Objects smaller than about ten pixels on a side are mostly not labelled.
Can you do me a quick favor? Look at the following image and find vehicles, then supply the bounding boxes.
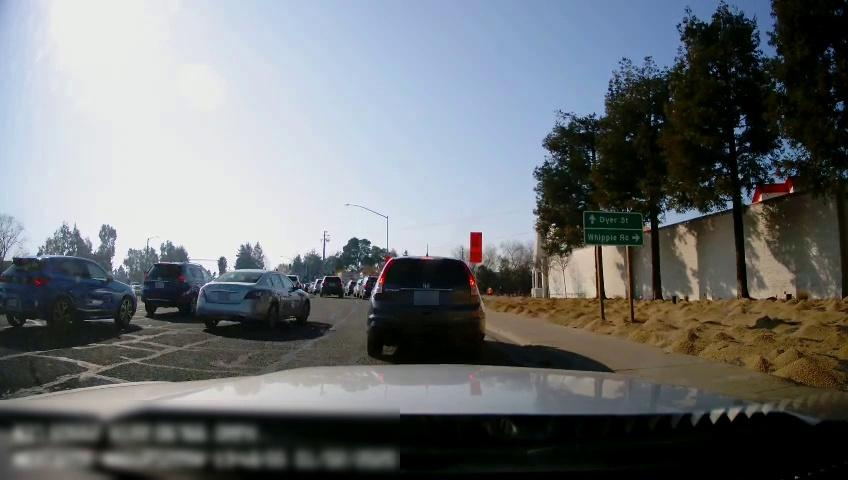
[351,279,364,297]
[365,255,488,362]
[312,278,323,294]
[359,276,378,300]
[0,256,138,333]
[195,268,311,336]
[141,261,216,320]
[339,271,358,282]
[321,275,345,299]
[345,279,356,296]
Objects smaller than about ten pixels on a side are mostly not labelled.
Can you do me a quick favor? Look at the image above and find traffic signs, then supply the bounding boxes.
[588,211,650,245]
[471,231,485,264]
